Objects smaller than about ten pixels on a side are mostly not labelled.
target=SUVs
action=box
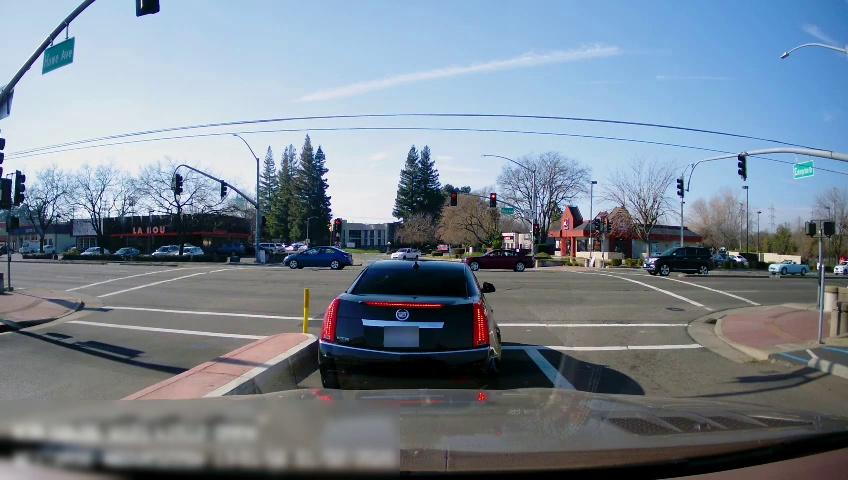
[643,246,714,277]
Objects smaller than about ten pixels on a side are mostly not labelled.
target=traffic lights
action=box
[736,154,747,179]
[676,179,685,198]
[220,180,227,198]
[449,191,457,207]
[134,0,160,16]
[5,218,20,232]
[489,192,496,207]
[0,137,6,177]
[821,221,836,235]
[605,220,612,233]
[593,220,600,233]
[804,222,819,236]
[13,170,26,206]
[173,173,184,195]
[533,223,540,236]
[333,219,342,233]
[0,178,12,210]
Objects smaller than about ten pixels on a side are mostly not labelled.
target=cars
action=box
[833,261,848,275]
[319,260,504,390]
[112,248,136,258]
[80,247,110,257]
[283,246,353,271]
[769,259,809,276]
[151,245,183,257]
[464,248,535,272]
[177,246,204,257]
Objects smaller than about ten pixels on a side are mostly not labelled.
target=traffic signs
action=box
[41,36,75,75]
[500,207,513,215]
[793,160,816,178]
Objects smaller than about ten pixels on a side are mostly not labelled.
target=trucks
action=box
[390,248,419,261]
